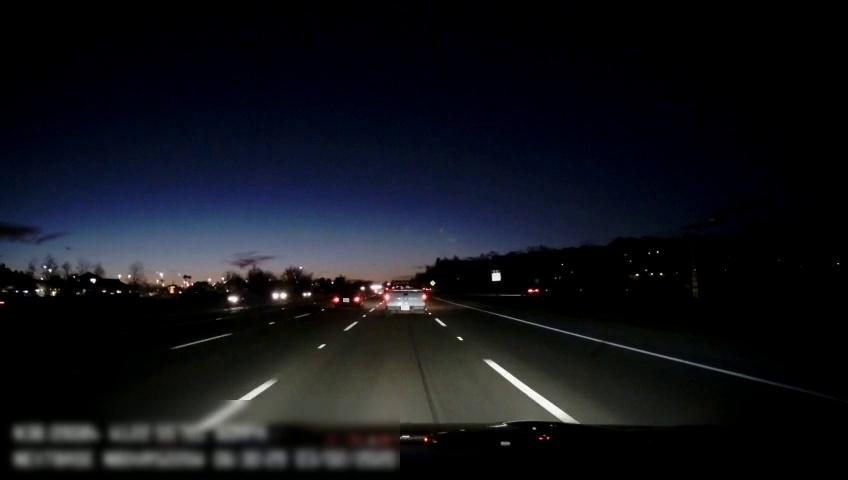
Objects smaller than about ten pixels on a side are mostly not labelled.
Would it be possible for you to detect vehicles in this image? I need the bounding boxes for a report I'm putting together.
[385,284,428,317]
[270,289,290,301]
[527,288,541,295]
[330,286,365,314]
